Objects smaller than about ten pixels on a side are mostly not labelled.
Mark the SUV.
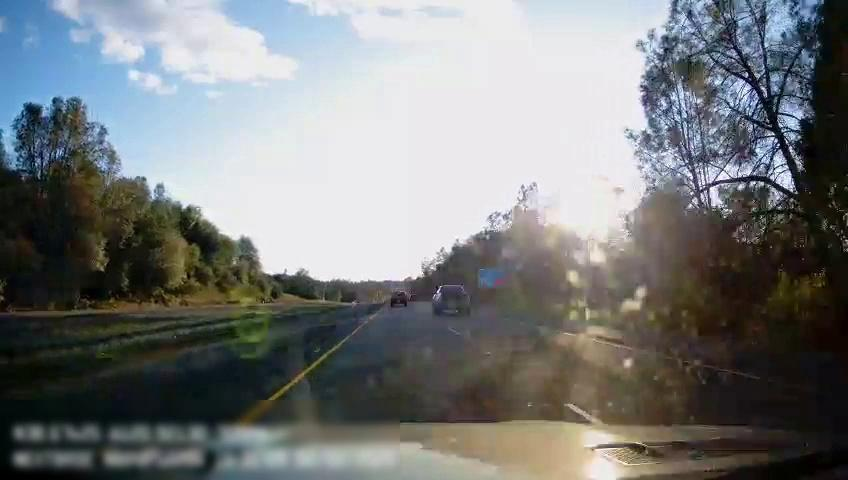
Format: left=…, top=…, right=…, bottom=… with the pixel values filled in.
left=391, top=292, right=407, bottom=306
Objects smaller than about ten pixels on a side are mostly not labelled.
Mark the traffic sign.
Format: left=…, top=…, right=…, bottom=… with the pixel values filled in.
left=478, top=269, right=505, bottom=289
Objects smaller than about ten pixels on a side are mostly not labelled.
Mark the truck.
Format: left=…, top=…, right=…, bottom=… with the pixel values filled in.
left=432, top=285, right=472, bottom=317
